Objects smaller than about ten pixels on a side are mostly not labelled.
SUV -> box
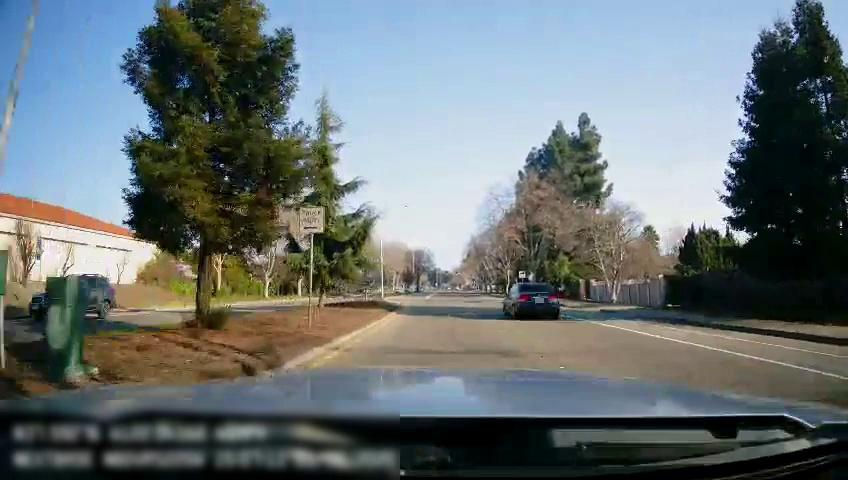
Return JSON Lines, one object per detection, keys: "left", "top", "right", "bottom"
{"left": 29, "top": 273, "right": 117, "bottom": 321}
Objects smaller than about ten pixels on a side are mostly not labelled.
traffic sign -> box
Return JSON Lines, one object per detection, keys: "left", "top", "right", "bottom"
{"left": 300, "top": 207, "right": 324, "bottom": 233}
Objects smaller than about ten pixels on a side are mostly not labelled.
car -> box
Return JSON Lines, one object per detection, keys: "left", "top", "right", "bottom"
{"left": 502, "top": 281, "right": 561, "bottom": 321}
